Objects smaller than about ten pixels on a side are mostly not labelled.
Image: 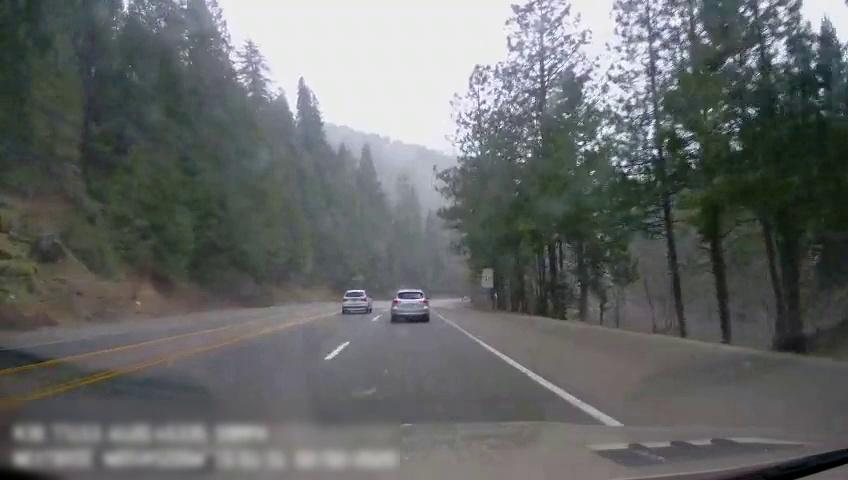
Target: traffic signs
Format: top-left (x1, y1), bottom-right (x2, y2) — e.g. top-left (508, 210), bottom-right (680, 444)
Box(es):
top-left (482, 269), bottom-right (494, 288)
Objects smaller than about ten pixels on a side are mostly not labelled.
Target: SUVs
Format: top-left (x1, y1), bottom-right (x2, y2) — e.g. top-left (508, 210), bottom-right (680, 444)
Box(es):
top-left (391, 289), bottom-right (429, 322)
top-left (341, 290), bottom-right (372, 313)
